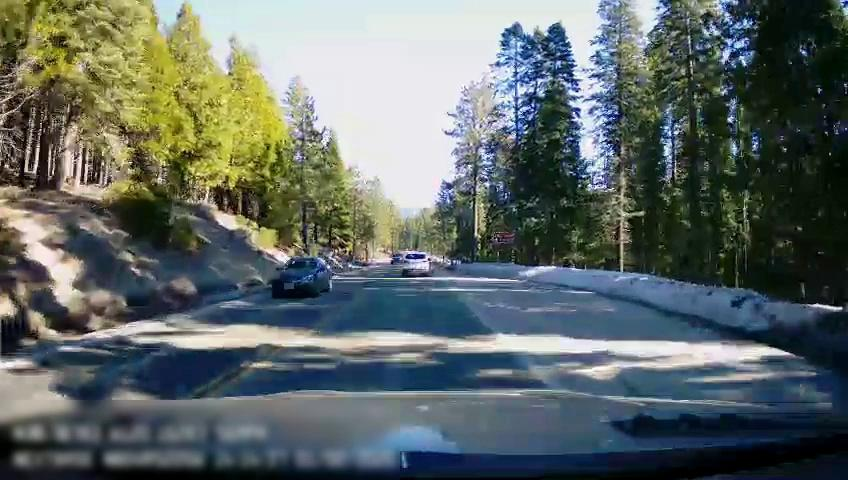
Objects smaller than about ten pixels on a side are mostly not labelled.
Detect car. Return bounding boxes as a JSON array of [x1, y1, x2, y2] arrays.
[[271, 255, 335, 299]]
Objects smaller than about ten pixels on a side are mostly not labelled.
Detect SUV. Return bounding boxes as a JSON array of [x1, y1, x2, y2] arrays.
[[401, 252, 429, 277]]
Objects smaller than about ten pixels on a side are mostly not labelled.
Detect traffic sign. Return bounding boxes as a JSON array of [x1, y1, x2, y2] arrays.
[[493, 231, 513, 244]]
